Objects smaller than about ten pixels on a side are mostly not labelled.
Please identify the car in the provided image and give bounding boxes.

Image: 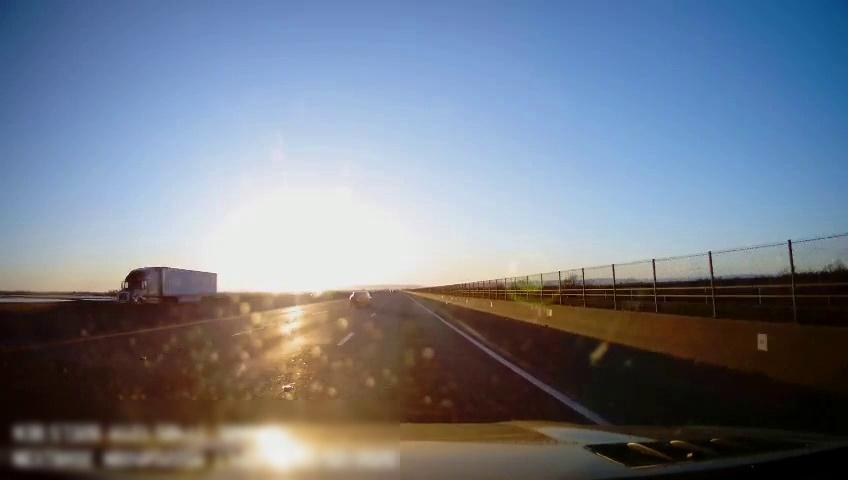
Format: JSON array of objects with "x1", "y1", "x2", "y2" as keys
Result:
[{"x1": 349, "y1": 290, "x2": 373, "y2": 309}]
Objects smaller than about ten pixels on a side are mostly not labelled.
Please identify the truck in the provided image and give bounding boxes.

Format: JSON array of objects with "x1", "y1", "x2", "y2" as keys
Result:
[{"x1": 112, "y1": 266, "x2": 217, "y2": 306}]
